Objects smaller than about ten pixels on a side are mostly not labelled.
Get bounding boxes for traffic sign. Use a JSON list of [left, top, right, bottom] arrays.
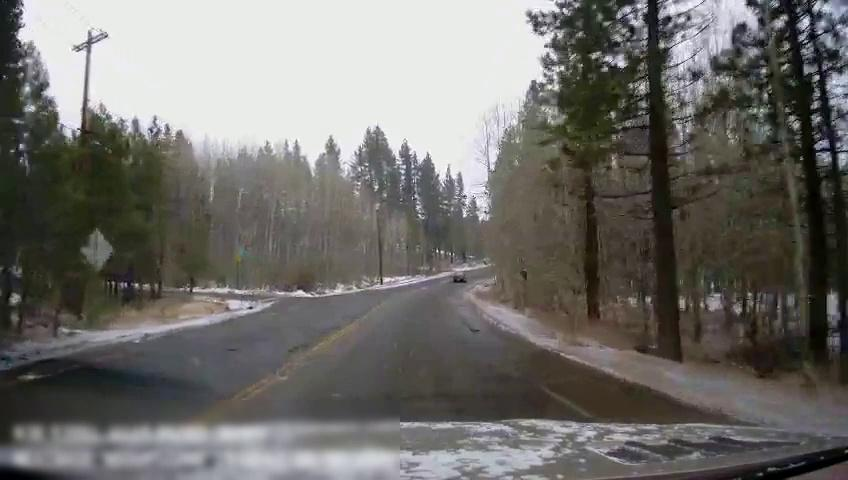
[[80, 229, 112, 273]]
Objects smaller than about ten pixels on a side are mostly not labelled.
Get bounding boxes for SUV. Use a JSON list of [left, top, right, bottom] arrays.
[[451, 273, 467, 284]]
